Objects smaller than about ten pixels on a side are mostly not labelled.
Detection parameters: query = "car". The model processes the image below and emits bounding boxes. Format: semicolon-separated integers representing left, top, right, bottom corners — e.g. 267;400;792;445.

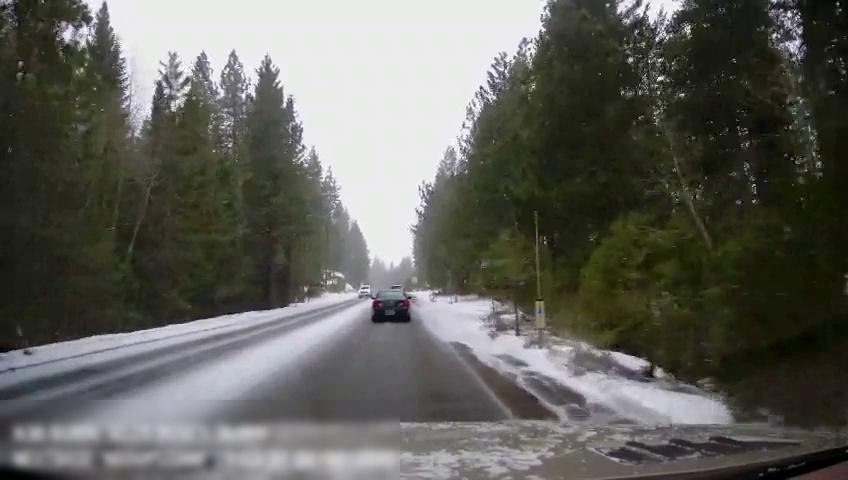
371;289;412;323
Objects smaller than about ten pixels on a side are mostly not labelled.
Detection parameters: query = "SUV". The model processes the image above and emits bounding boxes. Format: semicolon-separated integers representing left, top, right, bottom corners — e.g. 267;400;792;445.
358;283;373;298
